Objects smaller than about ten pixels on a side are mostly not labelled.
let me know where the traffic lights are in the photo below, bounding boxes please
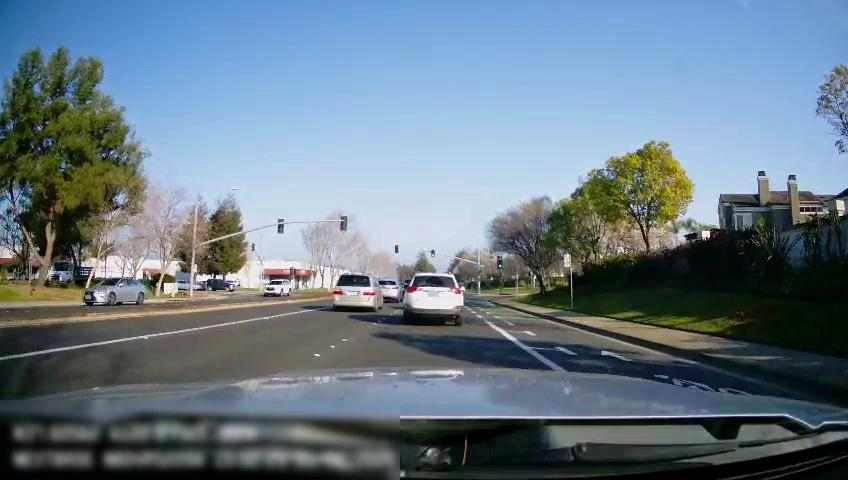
[496,257,504,270]
[339,215,349,232]
[276,217,285,234]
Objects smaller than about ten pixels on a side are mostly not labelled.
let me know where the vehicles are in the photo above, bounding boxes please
[402,272,464,326]
[204,278,236,292]
[263,279,292,297]
[83,276,149,307]
[332,272,385,313]
[399,278,415,295]
[377,280,404,303]
[173,279,203,291]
